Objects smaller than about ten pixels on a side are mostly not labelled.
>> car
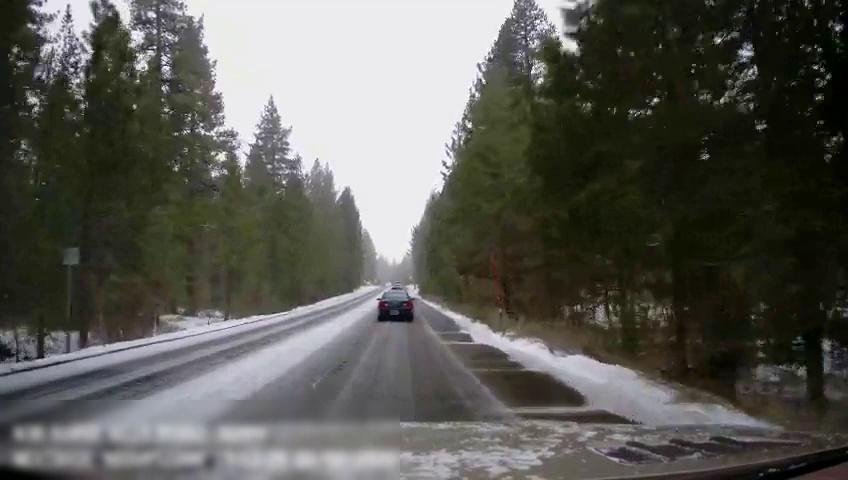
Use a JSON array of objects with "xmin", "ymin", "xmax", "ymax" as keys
[{"xmin": 375, "ymin": 289, "xmax": 415, "ymax": 322}]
